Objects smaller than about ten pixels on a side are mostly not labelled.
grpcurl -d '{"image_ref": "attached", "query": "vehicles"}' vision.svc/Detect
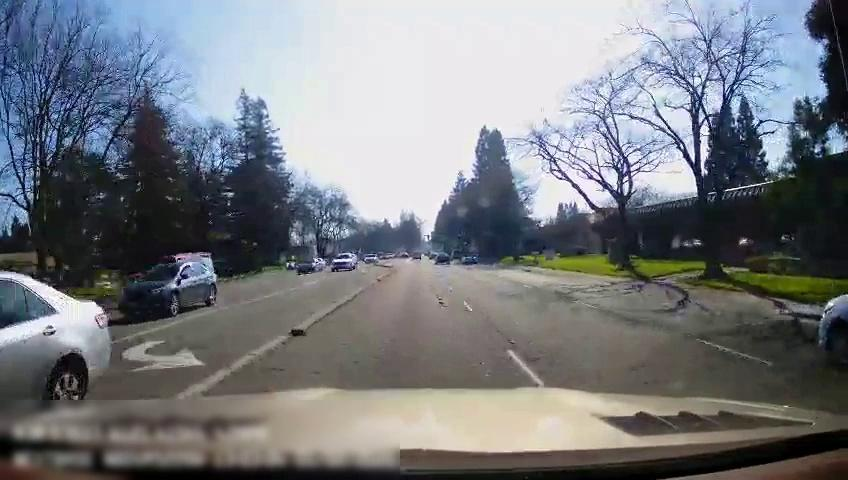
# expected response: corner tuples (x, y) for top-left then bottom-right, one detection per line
(434, 252), (451, 266)
(118, 252), (219, 318)
(295, 255), (328, 275)
(330, 252), (359, 273)
(0, 269), (113, 419)
(364, 252), (380, 264)
(412, 251), (422, 260)
(462, 254), (478, 266)
(816, 293), (848, 378)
